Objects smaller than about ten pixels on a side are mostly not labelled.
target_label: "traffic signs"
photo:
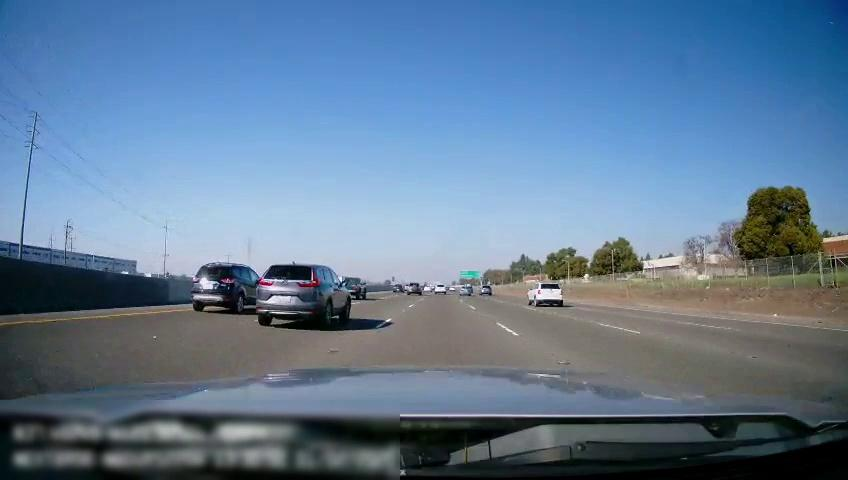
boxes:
[460,270,481,280]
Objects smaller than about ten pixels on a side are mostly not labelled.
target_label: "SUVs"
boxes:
[254,260,353,329]
[526,282,564,307]
[191,261,263,314]
[434,284,447,295]
[480,285,492,295]
[406,282,422,296]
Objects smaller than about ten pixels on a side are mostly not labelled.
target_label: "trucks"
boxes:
[339,276,367,300]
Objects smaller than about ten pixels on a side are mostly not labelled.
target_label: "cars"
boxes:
[458,286,472,296]
[392,284,405,293]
